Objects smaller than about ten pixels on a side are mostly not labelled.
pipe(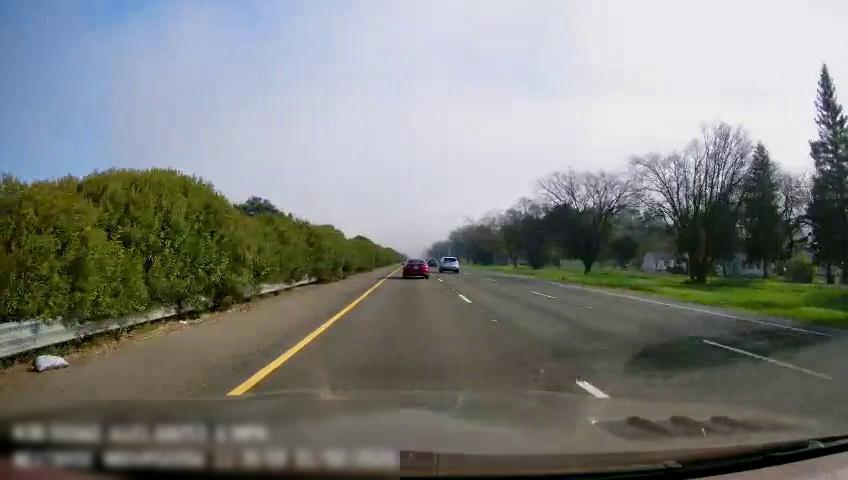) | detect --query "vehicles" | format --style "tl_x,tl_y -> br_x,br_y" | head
428,259 -> 439,267
438,256 -> 460,274
402,259 -> 430,280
